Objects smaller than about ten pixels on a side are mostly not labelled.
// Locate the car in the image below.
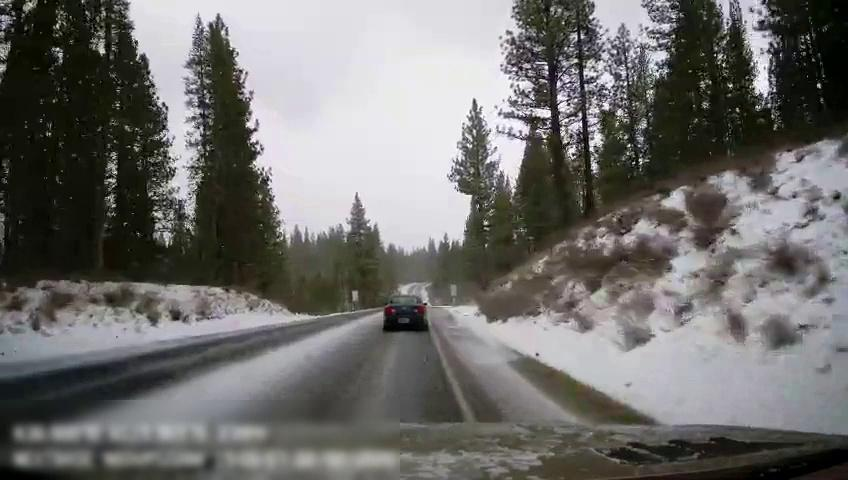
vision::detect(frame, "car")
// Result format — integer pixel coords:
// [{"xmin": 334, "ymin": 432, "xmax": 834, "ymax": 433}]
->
[{"xmin": 383, "ymin": 295, "xmax": 428, "ymax": 330}]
